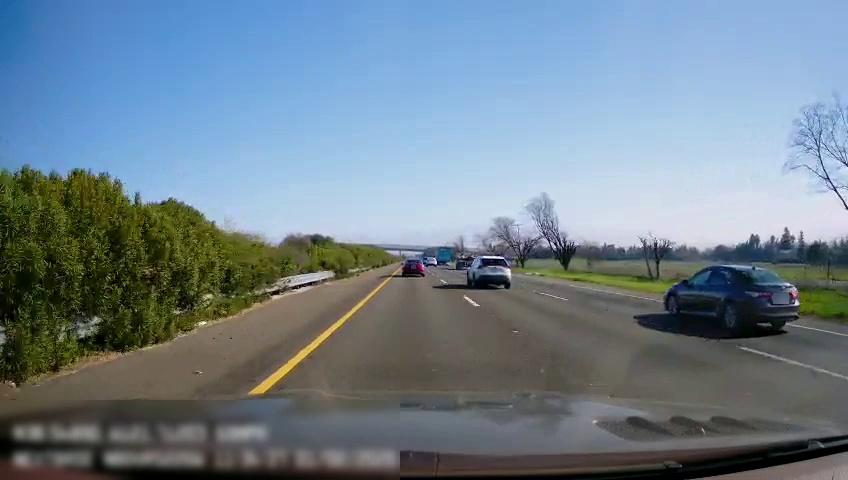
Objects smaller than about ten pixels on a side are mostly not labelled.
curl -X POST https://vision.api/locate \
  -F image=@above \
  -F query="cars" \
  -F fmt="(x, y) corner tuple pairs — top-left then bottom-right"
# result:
(399, 257), (426, 279)
(664, 265), (800, 338)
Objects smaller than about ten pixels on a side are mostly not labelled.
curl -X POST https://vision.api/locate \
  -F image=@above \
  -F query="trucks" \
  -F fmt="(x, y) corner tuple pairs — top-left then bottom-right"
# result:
(455, 253), (475, 269)
(435, 249), (449, 265)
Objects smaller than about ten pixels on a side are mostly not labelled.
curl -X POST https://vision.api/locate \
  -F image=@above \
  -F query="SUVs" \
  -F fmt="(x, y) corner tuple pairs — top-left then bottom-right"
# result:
(423, 256), (438, 267)
(466, 257), (512, 290)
